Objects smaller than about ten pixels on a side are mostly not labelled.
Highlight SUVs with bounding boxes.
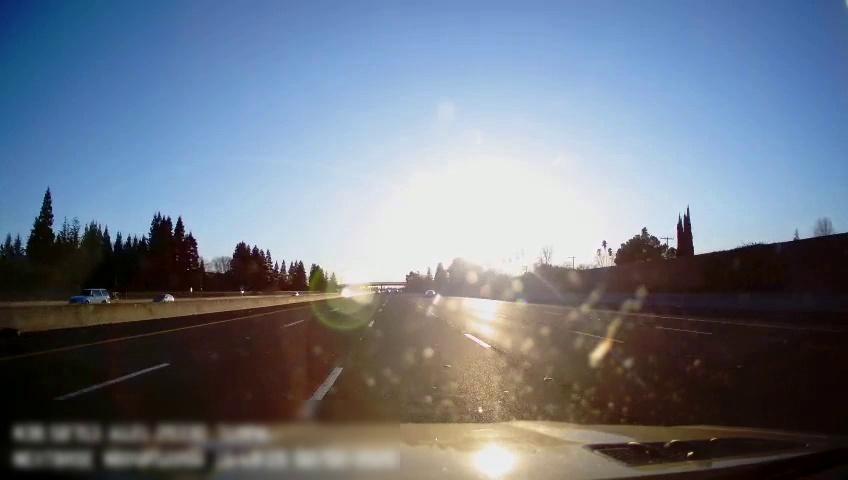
[69,289,111,304]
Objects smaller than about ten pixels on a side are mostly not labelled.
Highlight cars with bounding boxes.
[152,293,175,303]
[425,289,438,299]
